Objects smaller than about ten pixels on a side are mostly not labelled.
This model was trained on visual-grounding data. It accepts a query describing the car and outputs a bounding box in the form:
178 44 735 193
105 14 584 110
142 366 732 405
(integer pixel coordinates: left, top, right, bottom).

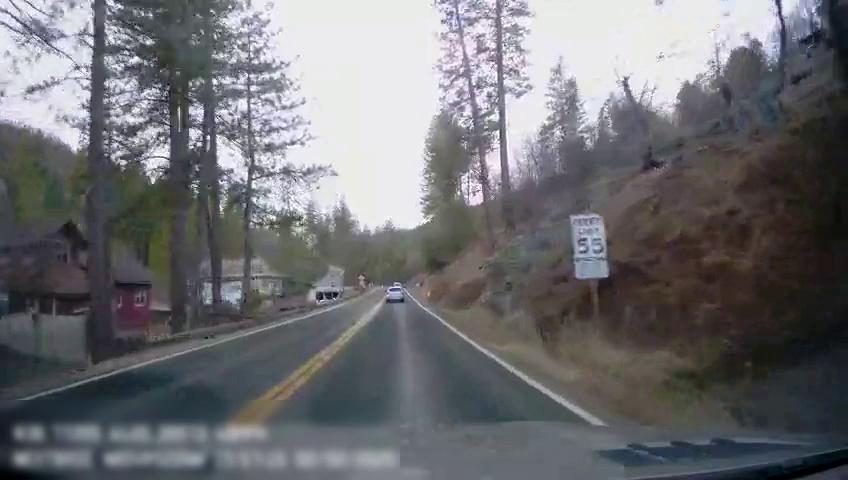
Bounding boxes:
385 286 405 303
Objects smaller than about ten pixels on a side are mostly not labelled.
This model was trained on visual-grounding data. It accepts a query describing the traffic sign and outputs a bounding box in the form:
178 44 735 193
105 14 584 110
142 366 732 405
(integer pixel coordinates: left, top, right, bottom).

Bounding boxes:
568 214 609 279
